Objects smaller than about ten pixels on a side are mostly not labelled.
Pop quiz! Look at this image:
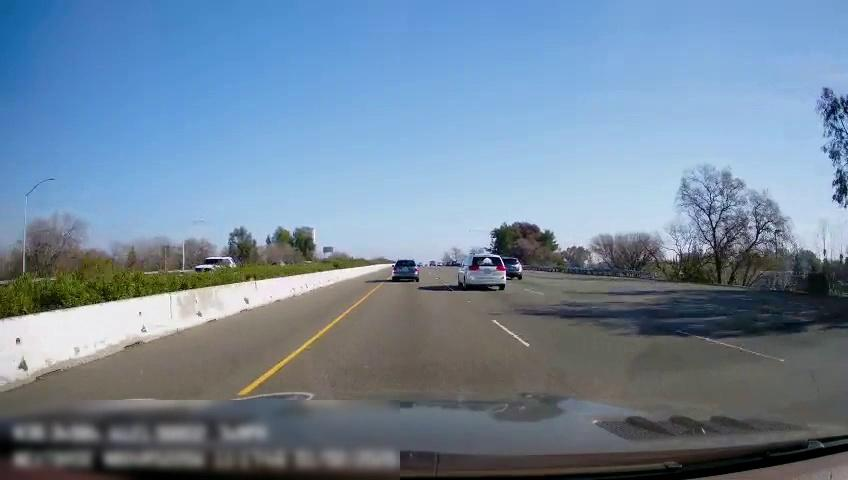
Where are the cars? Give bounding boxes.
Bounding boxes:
[392,259,420,282]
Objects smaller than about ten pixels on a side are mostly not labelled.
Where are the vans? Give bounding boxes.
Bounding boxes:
[455,255,507,290]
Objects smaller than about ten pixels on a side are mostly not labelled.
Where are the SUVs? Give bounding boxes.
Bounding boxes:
[500,257,523,280]
[194,256,236,272]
